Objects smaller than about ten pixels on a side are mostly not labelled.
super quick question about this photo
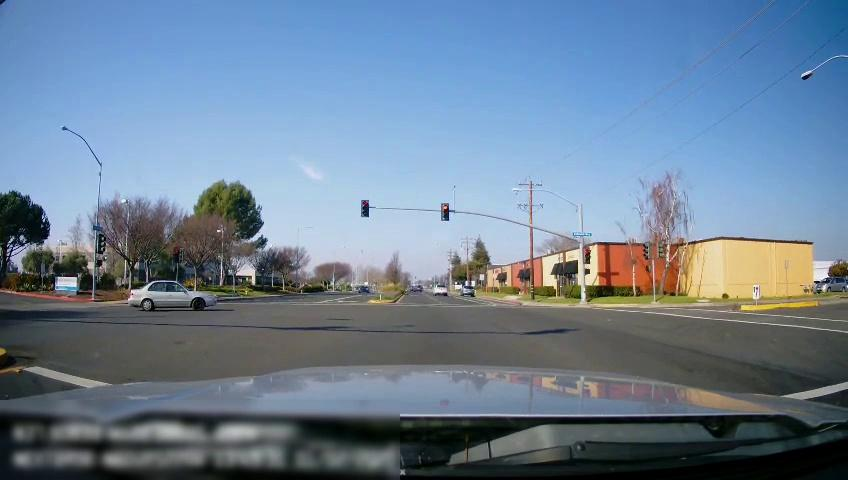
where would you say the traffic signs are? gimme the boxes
[752,284,761,300]
[92,224,106,232]
[571,231,593,238]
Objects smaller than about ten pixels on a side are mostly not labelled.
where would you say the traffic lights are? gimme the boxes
[96,233,107,255]
[178,248,185,264]
[583,247,592,265]
[359,199,371,219]
[440,202,451,223]
[656,240,665,259]
[642,240,652,261]
[172,245,181,264]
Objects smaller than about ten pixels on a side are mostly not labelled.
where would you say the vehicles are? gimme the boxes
[358,285,370,293]
[460,285,475,297]
[412,284,423,293]
[127,280,218,312]
[432,283,449,297]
